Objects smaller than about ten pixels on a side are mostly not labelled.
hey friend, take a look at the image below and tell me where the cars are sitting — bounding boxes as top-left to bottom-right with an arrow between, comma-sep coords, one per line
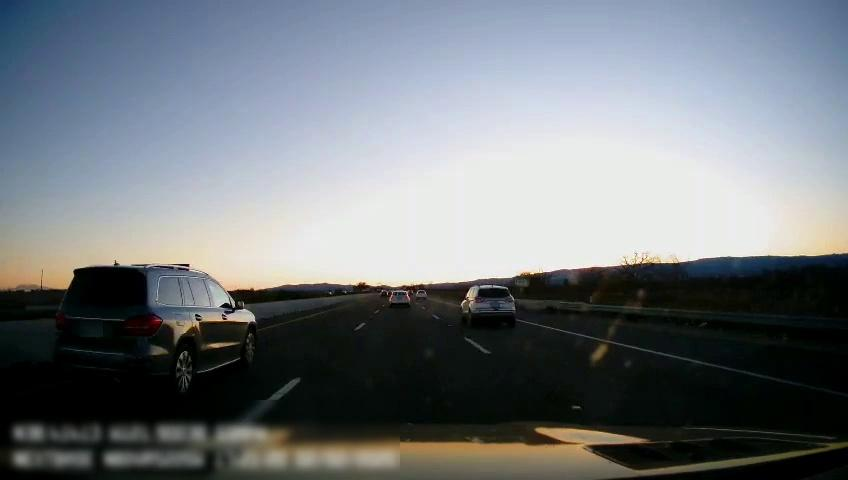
415,290 -> 428,299
389,290 -> 411,306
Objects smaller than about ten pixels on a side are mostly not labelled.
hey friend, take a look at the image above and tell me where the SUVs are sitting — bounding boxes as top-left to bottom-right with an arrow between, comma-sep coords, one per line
459,284 -> 517,326
51,263 -> 260,396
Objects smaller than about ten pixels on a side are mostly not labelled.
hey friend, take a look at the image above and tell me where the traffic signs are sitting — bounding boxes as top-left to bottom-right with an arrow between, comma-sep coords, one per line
515,276 -> 530,288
